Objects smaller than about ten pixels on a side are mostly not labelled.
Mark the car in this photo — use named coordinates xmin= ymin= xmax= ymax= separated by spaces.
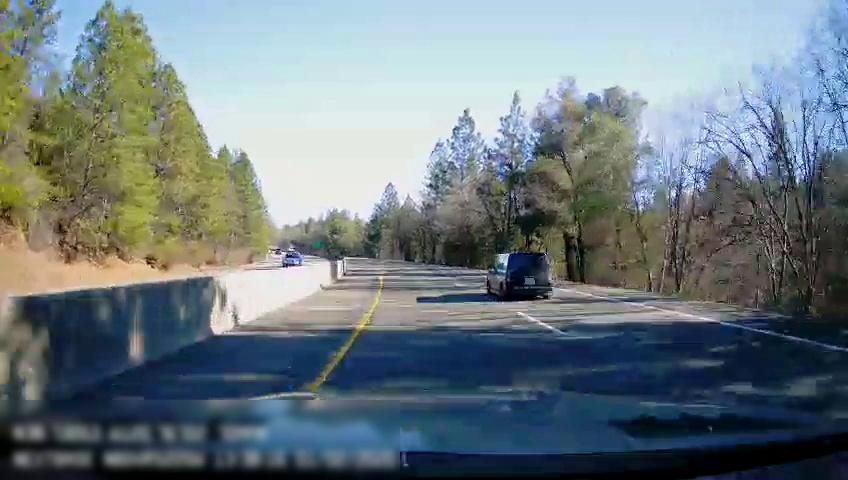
xmin=281 ymin=250 xmax=305 ymax=268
